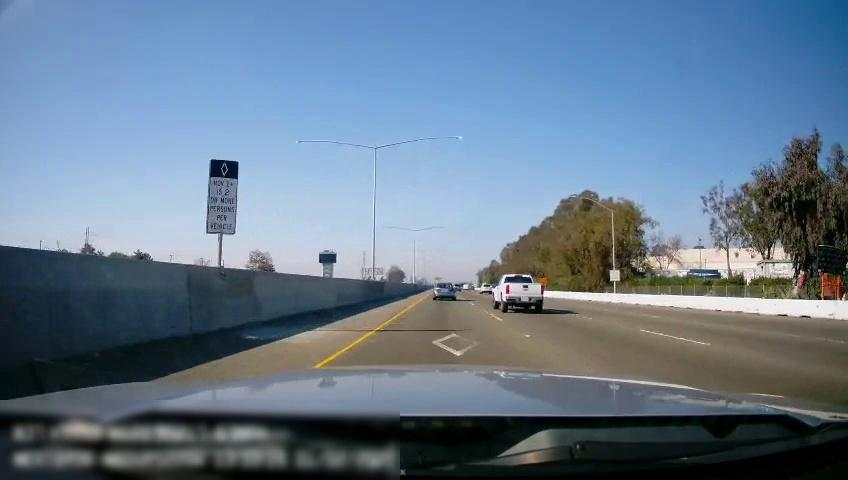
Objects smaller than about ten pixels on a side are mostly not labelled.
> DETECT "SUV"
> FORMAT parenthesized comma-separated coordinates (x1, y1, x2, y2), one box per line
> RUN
(479, 281, 493, 295)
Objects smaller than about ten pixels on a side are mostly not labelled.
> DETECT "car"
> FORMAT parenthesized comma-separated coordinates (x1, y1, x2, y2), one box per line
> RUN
(431, 282, 457, 302)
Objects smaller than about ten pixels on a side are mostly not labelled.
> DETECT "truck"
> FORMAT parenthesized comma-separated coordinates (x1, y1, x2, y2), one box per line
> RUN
(493, 274, 545, 313)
